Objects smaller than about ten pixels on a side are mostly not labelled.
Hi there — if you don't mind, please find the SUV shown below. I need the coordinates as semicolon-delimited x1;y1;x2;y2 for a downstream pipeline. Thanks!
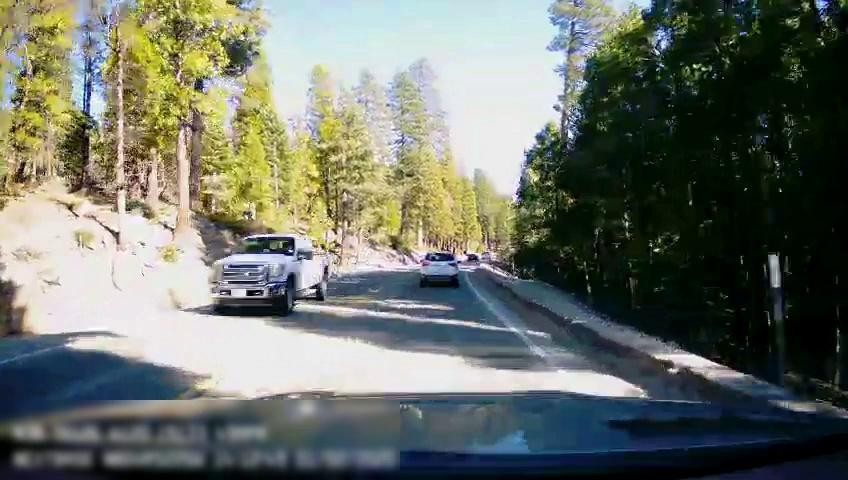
420;252;458;288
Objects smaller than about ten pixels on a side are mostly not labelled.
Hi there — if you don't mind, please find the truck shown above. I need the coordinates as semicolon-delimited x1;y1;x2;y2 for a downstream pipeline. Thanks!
208;234;333;316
